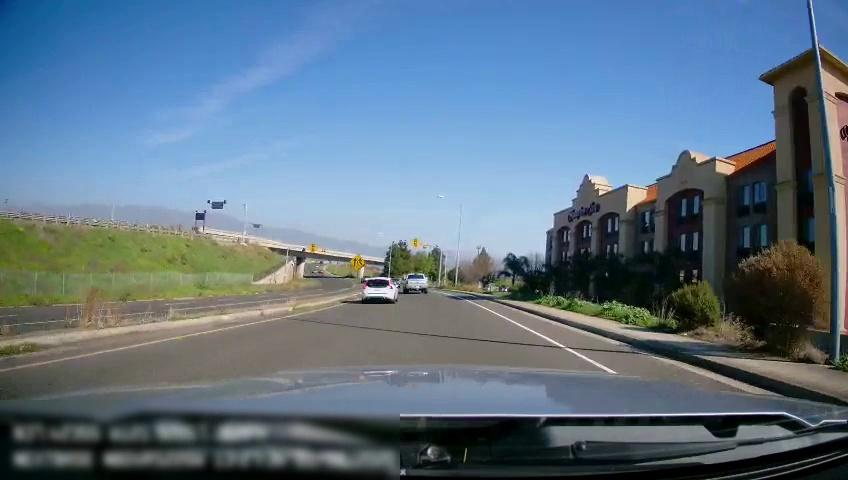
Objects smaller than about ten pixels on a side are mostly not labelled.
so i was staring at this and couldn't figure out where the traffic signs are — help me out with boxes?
[351,255,366,271]
[211,201,224,210]
[411,239,422,248]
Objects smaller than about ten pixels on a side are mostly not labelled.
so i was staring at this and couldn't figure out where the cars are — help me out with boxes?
[361,277,399,304]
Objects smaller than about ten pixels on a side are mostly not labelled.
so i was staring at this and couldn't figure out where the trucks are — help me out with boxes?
[401,273,428,294]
